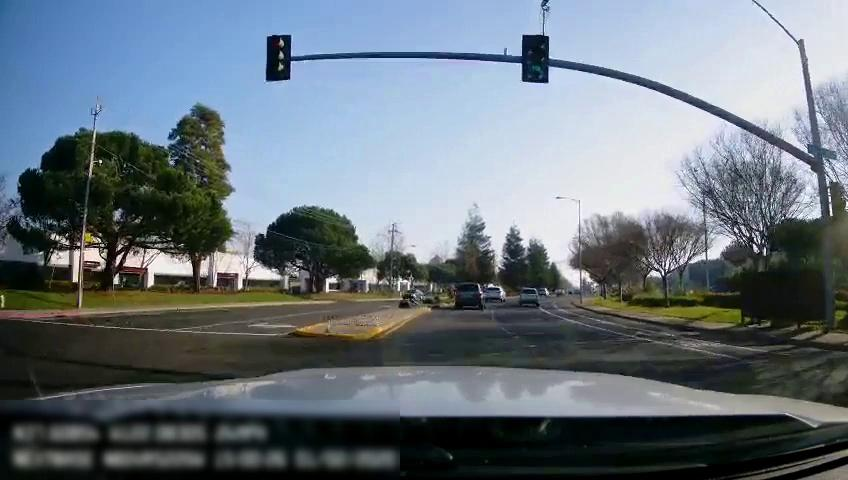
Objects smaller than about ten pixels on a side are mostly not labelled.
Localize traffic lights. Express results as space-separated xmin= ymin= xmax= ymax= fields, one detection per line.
xmin=521 ymin=35 xmax=550 ymax=83
xmin=265 ymin=34 xmax=293 ymax=82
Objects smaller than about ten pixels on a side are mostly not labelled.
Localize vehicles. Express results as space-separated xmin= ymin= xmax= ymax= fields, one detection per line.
xmin=454 ymin=282 xmax=487 ymax=311
xmin=518 ymin=287 xmax=540 ymax=308
xmin=401 ymin=288 xmax=425 ymax=301
xmin=484 ymin=285 xmax=506 ymax=303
